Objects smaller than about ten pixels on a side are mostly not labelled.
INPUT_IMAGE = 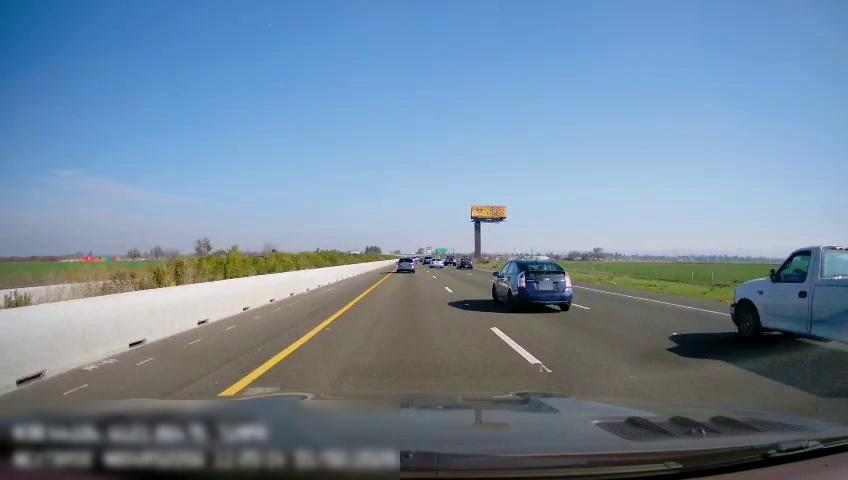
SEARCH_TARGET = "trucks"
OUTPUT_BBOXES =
[730,244,848,345]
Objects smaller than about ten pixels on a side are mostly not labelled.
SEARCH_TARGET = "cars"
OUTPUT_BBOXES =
[442,256,457,267]
[428,257,443,269]
[395,256,416,274]
[457,257,474,269]
[491,259,573,312]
